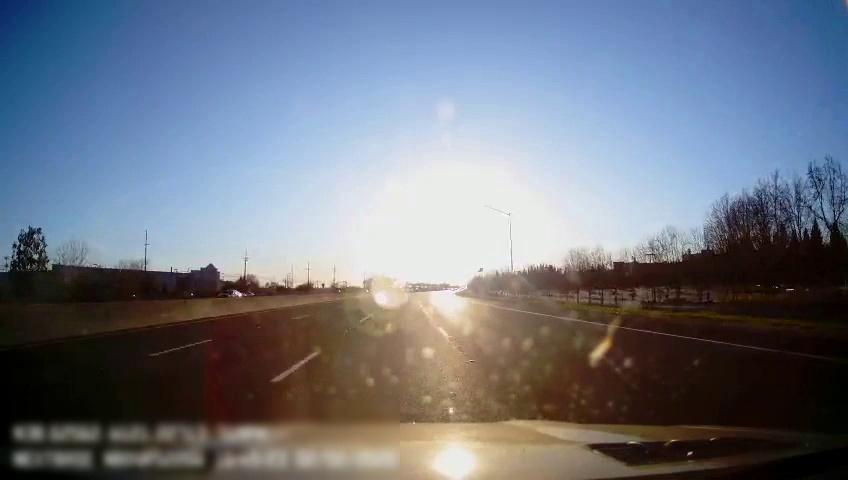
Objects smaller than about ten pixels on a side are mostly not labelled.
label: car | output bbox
[218,290,242,299]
